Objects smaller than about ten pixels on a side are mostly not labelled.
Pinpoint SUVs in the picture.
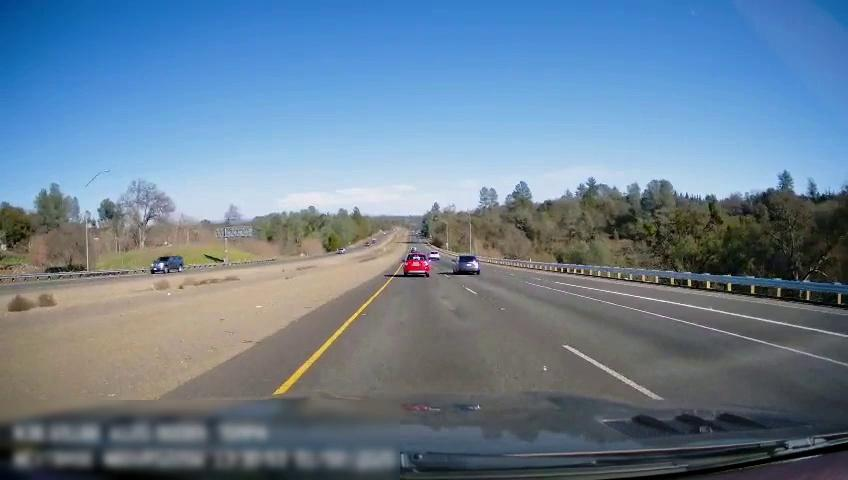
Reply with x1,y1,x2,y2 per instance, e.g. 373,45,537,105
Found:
149,256,186,274
427,250,440,261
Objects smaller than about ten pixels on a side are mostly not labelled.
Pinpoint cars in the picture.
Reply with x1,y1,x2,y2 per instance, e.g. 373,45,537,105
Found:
401,254,430,276
451,255,480,275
